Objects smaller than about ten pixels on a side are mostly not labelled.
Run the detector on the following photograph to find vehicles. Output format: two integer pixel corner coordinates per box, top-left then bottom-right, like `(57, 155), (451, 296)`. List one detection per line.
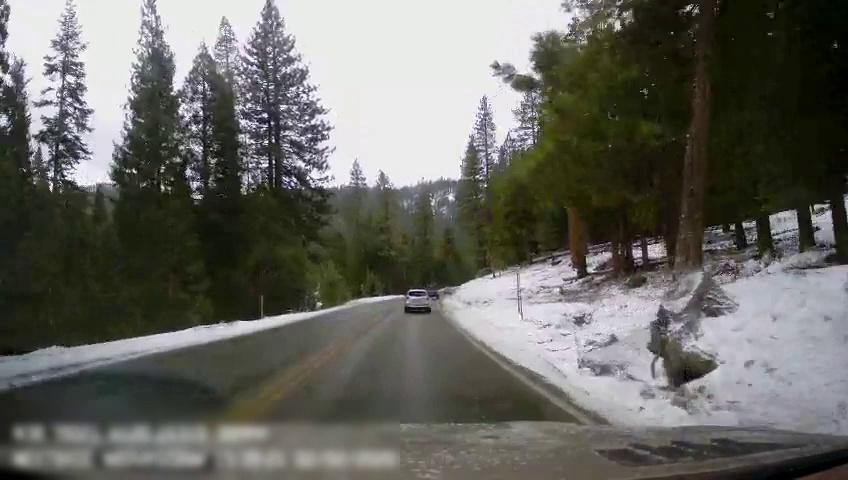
(425, 285), (440, 299)
(404, 289), (431, 312)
